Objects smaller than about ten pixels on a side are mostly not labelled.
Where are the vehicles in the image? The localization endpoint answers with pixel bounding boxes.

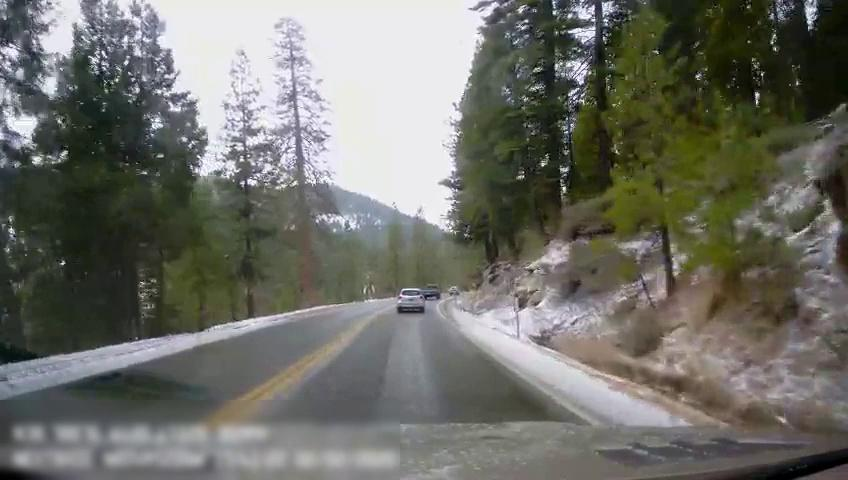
[397,288,426,313]
[449,285,460,295]
[423,285,440,300]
